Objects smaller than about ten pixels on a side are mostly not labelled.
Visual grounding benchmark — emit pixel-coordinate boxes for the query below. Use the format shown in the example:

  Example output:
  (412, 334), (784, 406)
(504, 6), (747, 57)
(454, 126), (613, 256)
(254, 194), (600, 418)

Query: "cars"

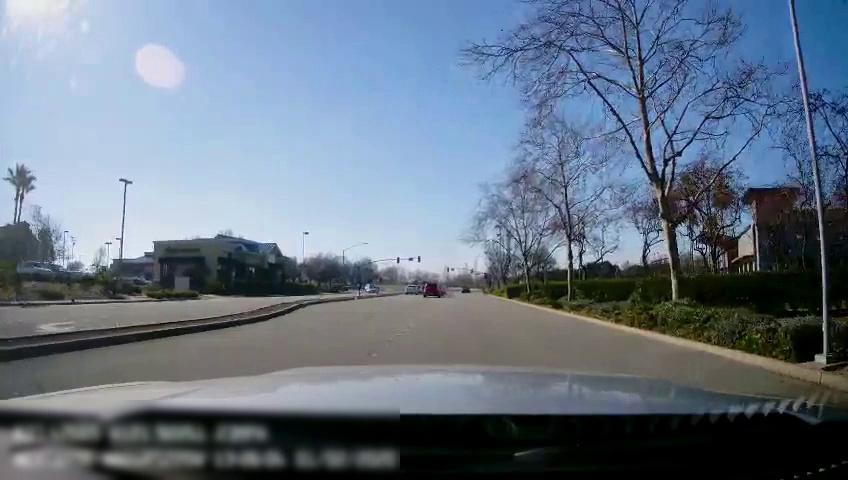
(424, 282), (440, 298)
(406, 284), (419, 295)
(367, 286), (378, 295)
